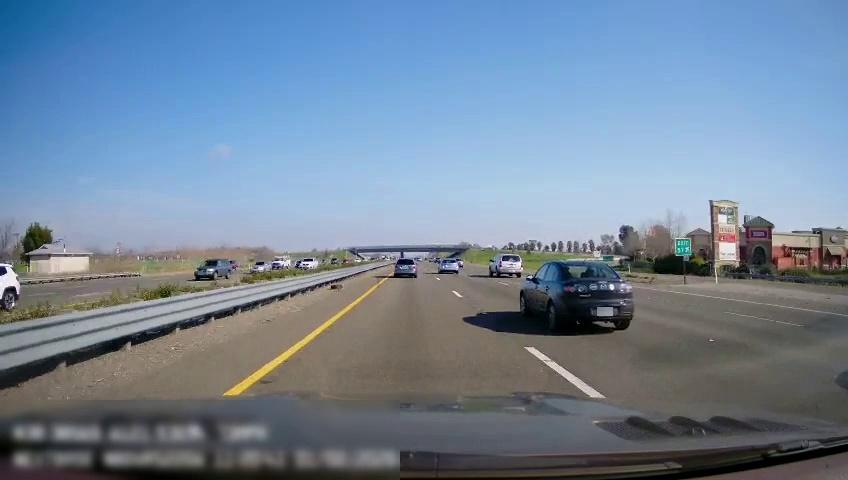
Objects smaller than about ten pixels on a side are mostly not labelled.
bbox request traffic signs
[674,238,692,257]
[603,255,614,262]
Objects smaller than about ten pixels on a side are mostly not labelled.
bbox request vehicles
[229,259,241,272]
[250,260,273,275]
[299,257,318,271]
[519,259,635,333]
[294,259,304,269]
[437,257,459,274]
[0,263,21,314]
[270,255,292,270]
[194,258,233,281]
[488,253,523,278]
[393,258,418,278]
